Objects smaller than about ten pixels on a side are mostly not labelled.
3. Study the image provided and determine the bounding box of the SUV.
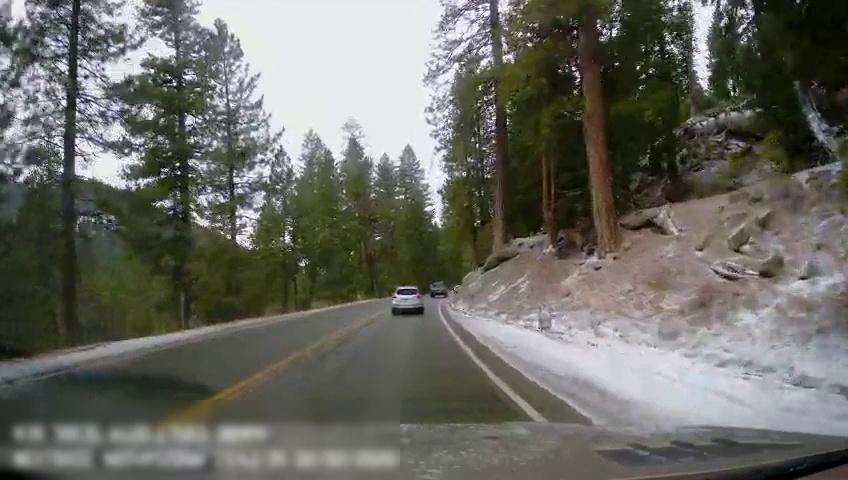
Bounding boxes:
[391,287,425,316]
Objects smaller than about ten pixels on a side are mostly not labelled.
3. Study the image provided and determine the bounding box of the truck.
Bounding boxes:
[429,282,448,298]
